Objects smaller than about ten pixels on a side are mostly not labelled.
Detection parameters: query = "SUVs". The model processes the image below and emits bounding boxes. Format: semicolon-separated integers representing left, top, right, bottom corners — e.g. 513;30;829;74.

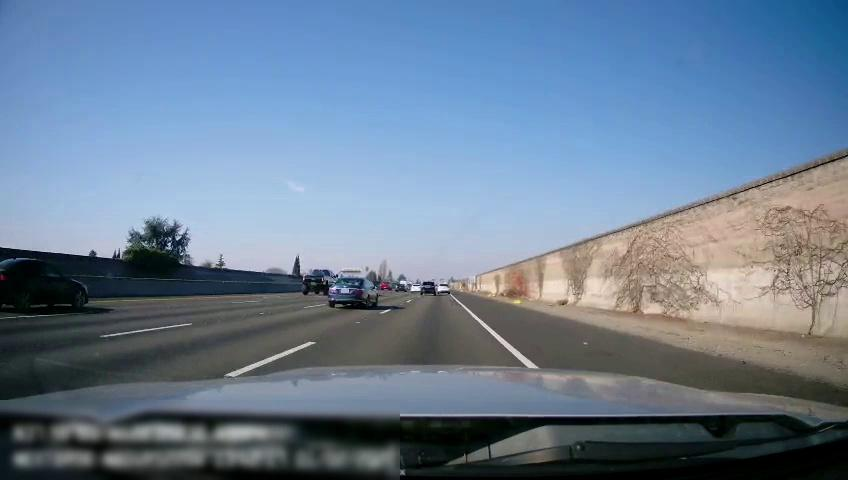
420;281;436;296
437;283;451;295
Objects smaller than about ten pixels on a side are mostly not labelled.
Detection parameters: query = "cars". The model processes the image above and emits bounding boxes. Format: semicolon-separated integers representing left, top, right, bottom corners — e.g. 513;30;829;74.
326;277;379;311
0;257;90;314
409;283;423;294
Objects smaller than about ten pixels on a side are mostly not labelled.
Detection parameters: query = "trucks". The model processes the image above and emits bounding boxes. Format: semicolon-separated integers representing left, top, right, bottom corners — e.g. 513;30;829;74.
302;268;340;297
